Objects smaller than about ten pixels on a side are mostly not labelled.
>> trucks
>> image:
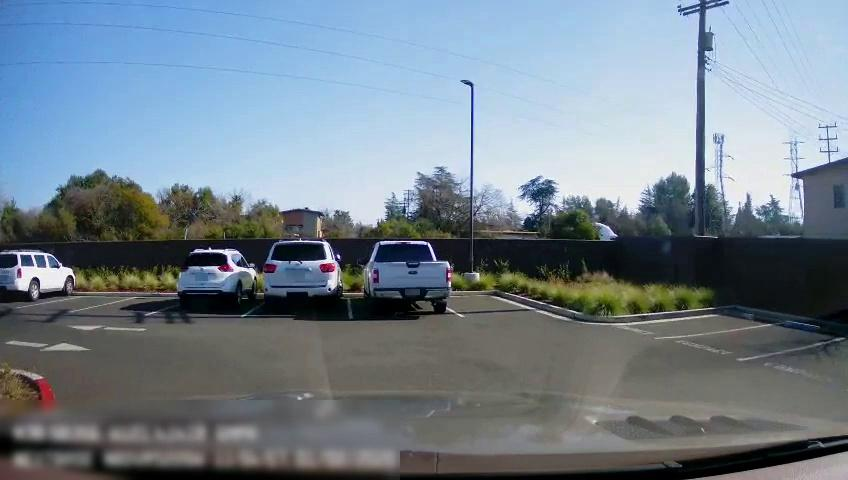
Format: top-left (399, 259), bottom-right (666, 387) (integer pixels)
top-left (363, 240), bottom-right (452, 315)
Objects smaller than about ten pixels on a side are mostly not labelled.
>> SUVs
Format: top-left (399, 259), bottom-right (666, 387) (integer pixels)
top-left (0, 249), bottom-right (76, 302)
top-left (177, 247), bottom-right (258, 312)
top-left (263, 240), bottom-right (343, 313)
